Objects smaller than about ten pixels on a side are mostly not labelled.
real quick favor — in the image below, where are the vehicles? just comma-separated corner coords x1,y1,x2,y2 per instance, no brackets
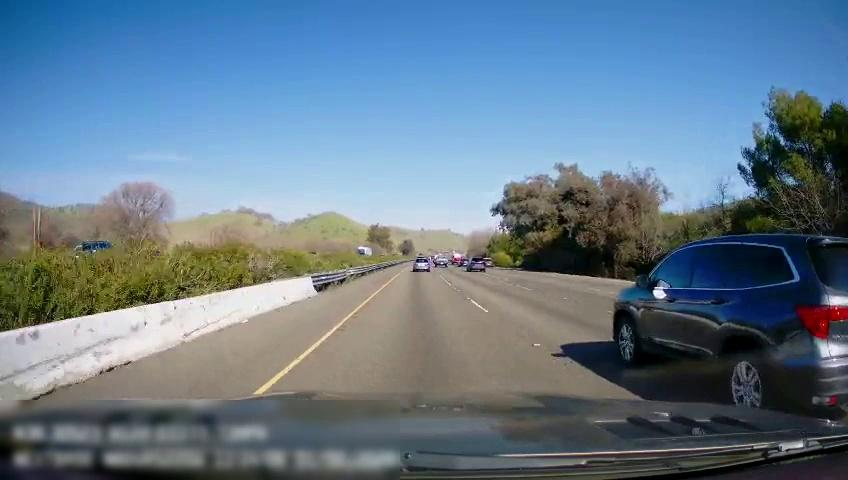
434,255,449,268
412,256,431,272
608,232,848,422
357,246,373,256
465,255,486,273
457,257,471,267
71,239,113,259
451,254,463,265
480,257,494,268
